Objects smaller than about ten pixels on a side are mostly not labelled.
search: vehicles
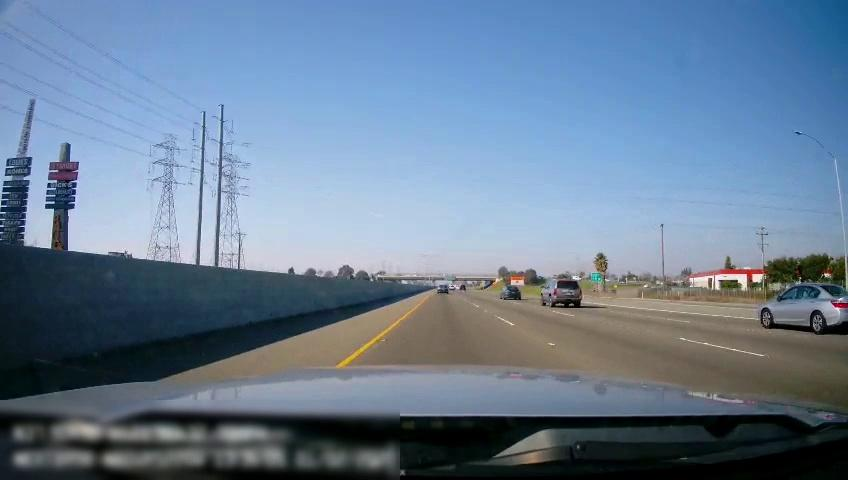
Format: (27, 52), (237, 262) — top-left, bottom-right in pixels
(439, 285), (451, 295)
(540, 278), (582, 308)
(756, 283), (848, 335)
(499, 285), (521, 301)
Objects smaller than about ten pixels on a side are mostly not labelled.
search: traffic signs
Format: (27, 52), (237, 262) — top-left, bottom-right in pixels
(592, 272), (604, 284)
